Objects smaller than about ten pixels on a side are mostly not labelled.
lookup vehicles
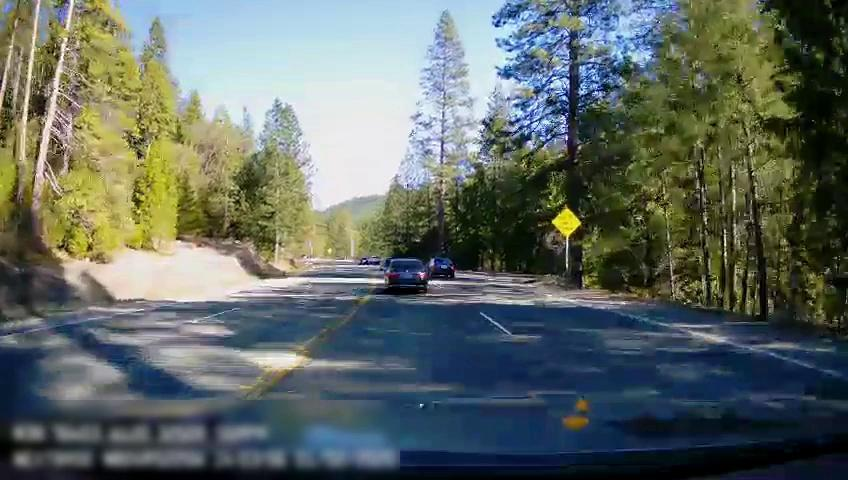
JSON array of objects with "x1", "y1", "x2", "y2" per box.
[
  {"x1": 384, "y1": 258, "x2": 429, "y2": 293},
  {"x1": 427, "y1": 257, "x2": 454, "y2": 279},
  {"x1": 365, "y1": 255, "x2": 380, "y2": 265}
]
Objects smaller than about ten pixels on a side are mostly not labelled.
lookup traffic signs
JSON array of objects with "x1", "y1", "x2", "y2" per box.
[{"x1": 551, "y1": 205, "x2": 582, "y2": 237}]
